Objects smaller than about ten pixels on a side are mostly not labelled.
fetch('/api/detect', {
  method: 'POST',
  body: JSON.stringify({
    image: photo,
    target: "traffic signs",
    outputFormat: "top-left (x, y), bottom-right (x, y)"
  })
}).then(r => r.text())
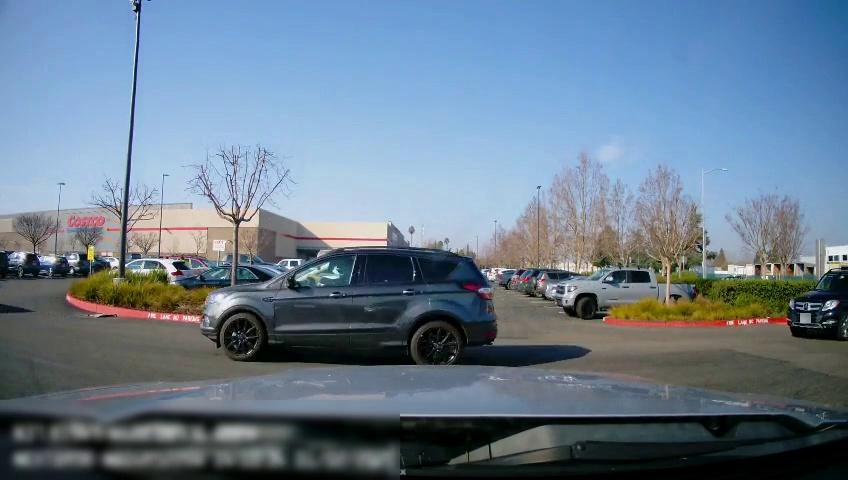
top-left (86, 246), bottom-right (96, 261)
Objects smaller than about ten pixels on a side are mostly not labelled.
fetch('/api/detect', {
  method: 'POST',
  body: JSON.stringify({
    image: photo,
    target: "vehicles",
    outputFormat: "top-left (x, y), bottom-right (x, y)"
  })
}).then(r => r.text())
top-left (105, 256), bottom-right (121, 272)
top-left (64, 252), bottom-right (91, 279)
top-left (90, 256), bottom-right (112, 275)
top-left (198, 244), bottom-right (502, 368)
top-left (553, 267), bottom-right (699, 321)
top-left (8, 251), bottom-right (41, 281)
top-left (267, 258), bottom-right (307, 272)
top-left (123, 257), bottom-right (195, 285)
top-left (170, 260), bottom-right (287, 294)
top-left (543, 279), bottom-right (567, 302)
top-left (37, 252), bottom-right (71, 280)
top-left (520, 266), bottom-right (564, 299)
top-left (536, 269), bottom-right (591, 300)
top-left (786, 265), bottom-right (848, 342)
top-left (481, 269), bottom-right (489, 279)
top-left (486, 265), bottom-right (508, 284)
top-left (316, 246), bottom-right (342, 257)
top-left (508, 267), bottom-right (528, 294)
top-left (0, 248), bottom-right (16, 279)
top-left (495, 268), bottom-right (519, 291)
